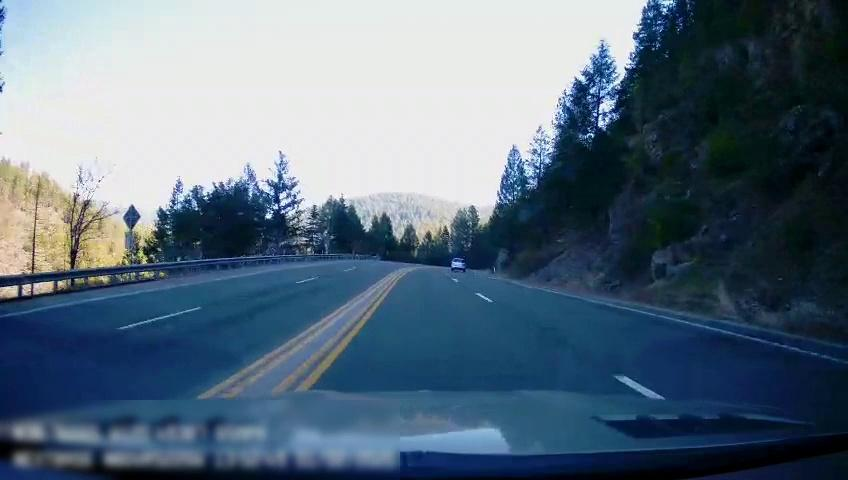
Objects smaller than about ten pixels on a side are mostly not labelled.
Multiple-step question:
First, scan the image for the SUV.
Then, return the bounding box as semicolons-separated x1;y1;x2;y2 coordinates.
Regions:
450;257;467;272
